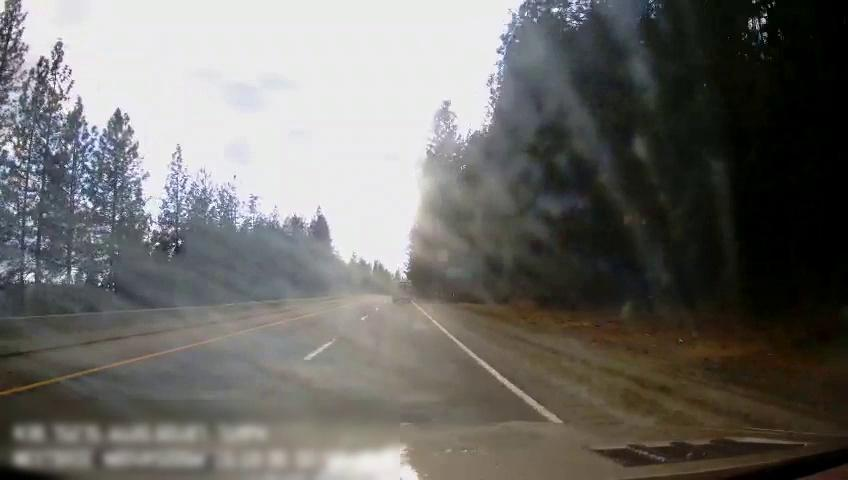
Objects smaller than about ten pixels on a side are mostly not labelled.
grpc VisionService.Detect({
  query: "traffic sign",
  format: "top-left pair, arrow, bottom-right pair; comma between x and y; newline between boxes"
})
446,267 -> 473,279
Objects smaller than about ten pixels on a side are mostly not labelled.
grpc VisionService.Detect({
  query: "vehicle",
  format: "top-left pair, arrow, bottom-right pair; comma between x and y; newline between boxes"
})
391,280 -> 413,302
